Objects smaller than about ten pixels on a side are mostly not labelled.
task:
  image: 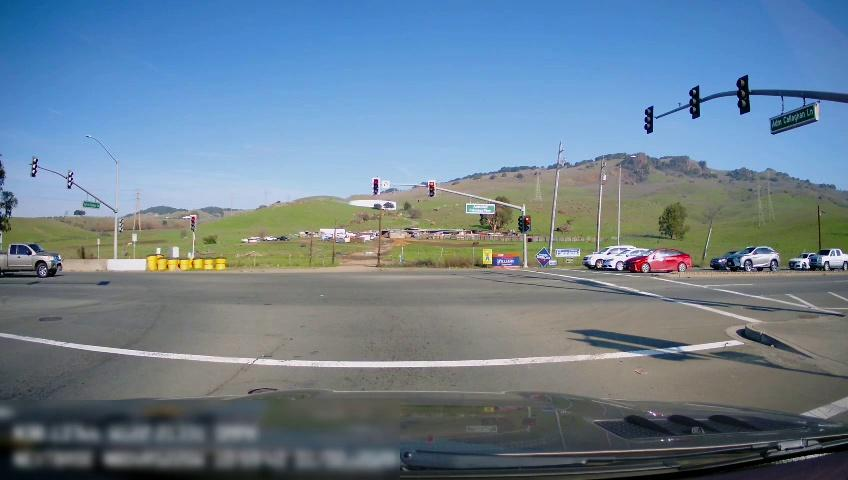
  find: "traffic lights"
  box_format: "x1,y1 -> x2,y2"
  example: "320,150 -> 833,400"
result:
426,178 -> 437,197
30,156 -> 40,178
687,84 -> 702,120
117,215 -> 125,233
66,169 -> 75,190
189,214 -> 198,232
643,104 -> 655,135
516,215 -> 525,232
523,214 -> 532,232
735,74 -> 751,115
371,177 -> 381,196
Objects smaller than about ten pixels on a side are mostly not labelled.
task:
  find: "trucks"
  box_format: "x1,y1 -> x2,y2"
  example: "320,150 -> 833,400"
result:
808,248 -> 848,272
0,241 -> 64,278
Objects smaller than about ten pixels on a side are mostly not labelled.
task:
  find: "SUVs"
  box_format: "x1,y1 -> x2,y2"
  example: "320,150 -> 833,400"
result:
726,246 -> 780,273
582,245 -> 637,271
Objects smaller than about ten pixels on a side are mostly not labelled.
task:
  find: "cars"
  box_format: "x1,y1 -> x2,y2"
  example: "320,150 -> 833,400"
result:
788,252 -> 818,271
622,247 -> 692,274
601,247 -> 651,272
709,251 -> 739,270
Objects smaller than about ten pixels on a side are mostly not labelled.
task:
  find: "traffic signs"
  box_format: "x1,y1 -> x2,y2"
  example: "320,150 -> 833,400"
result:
768,100 -> 821,135
464,201 -> 497,216
82,199 -> 101,209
